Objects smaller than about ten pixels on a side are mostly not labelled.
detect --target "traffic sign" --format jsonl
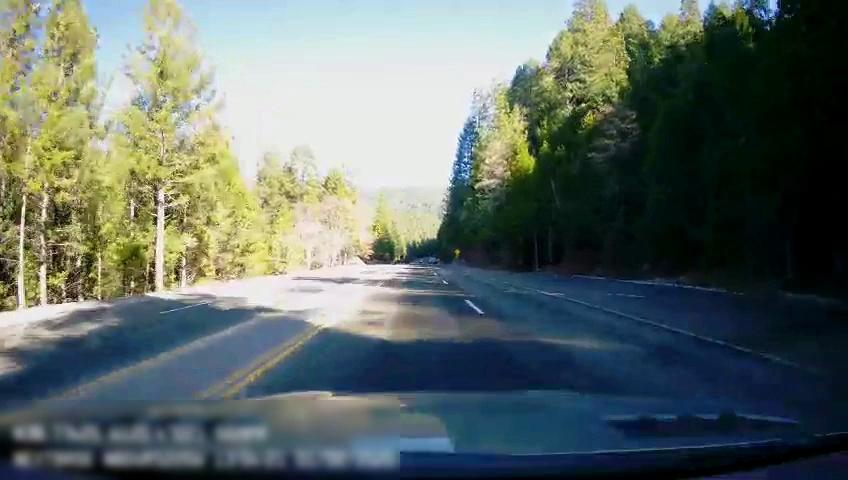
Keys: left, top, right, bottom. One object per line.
{"left": 452, "top": 246, "right": 462, "bottom": 257}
